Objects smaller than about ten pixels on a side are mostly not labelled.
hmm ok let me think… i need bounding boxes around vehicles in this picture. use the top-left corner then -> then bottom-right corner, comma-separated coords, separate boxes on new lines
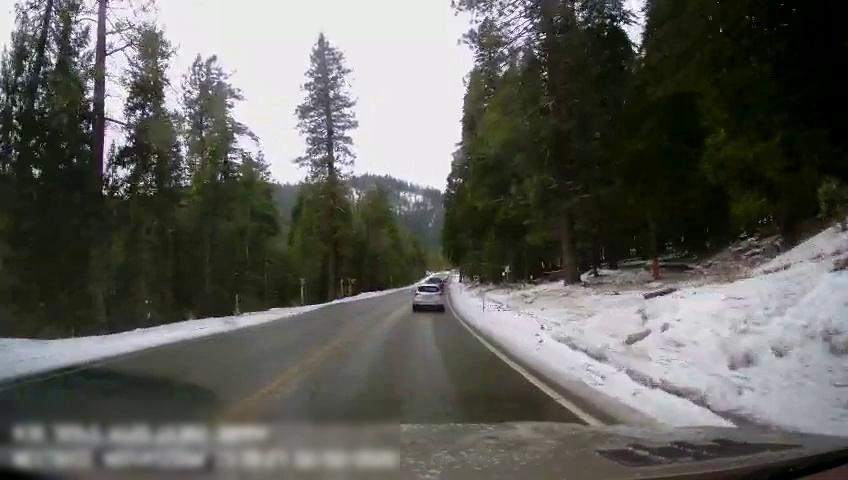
426,277 -> 444,291
413,284 -> 445,311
